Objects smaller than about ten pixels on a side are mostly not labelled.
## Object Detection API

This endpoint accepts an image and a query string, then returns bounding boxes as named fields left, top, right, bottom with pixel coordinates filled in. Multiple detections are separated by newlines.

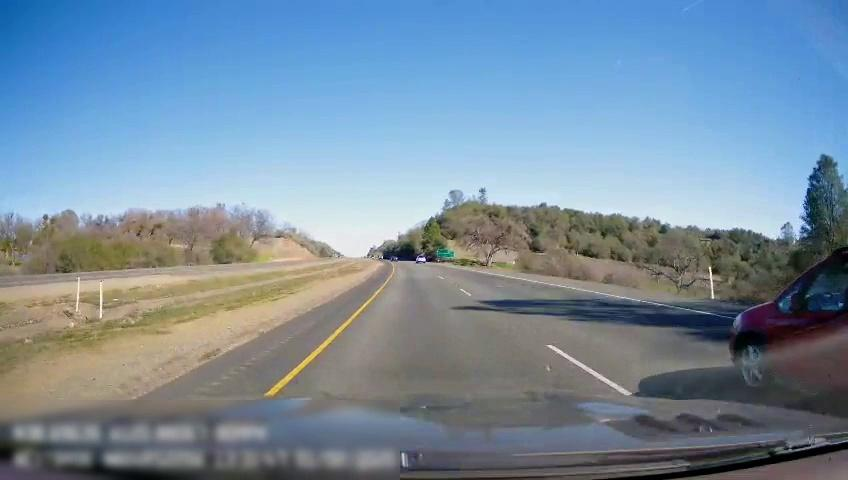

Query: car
left=727, top=244, right=848, bottom=404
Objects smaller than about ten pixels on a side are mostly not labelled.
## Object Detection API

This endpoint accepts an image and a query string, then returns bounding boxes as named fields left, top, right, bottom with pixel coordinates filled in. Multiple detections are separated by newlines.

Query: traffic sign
left=436, top=248, right=456, bottom=259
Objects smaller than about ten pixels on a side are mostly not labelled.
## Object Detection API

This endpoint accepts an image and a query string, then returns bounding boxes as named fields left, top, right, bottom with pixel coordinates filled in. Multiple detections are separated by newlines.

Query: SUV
left=416, top=256, right=426, bottom=264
